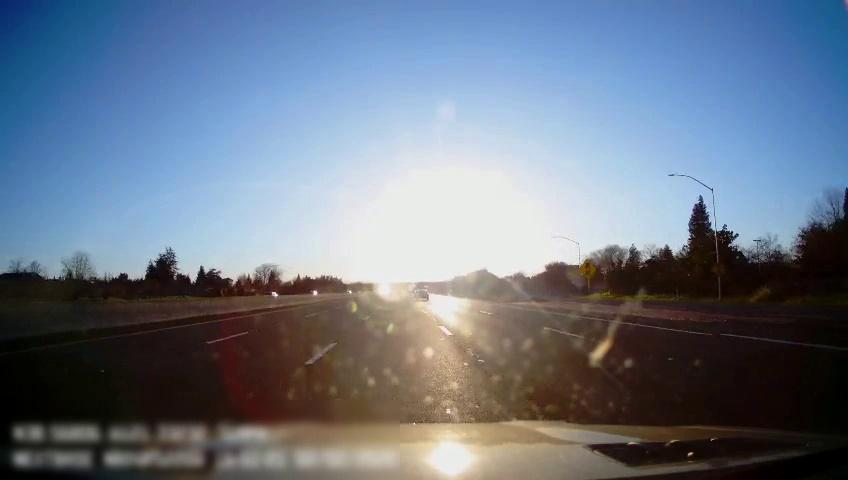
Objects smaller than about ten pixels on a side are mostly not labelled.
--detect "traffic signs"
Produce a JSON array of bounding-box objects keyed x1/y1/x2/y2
[{"x1": 579, "y1": 259, "x2": 597, "y2": 280}]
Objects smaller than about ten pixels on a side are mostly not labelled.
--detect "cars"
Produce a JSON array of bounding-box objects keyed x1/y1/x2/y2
[
  {"x1": 263, "y1": 291, "x2": 279, "y2": 297},
  {"x1": 414, "y1": 289, "x2": 429, "y2": 301}
]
